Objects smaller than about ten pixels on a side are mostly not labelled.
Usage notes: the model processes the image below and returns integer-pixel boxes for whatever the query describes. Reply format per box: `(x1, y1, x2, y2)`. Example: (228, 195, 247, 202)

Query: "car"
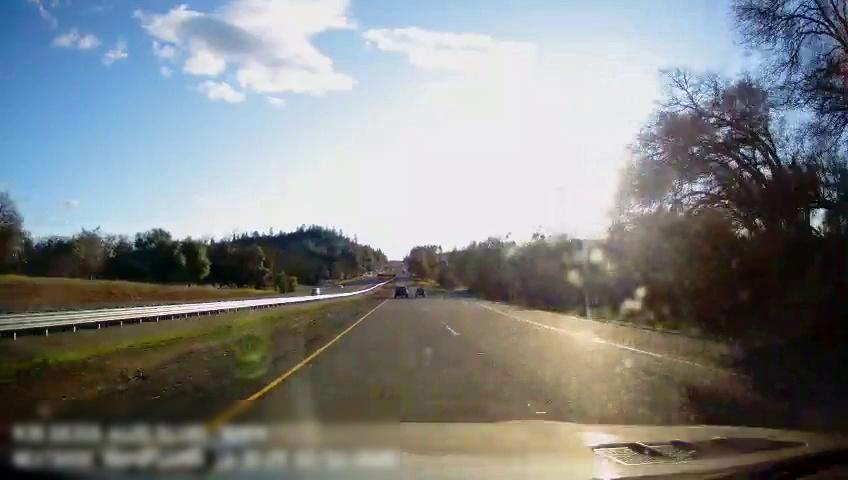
(415, 287, 426, 297)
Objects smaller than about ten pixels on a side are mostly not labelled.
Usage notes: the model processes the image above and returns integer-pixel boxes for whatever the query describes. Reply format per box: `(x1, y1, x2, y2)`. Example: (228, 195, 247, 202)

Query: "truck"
(394, 286, 408, 298)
